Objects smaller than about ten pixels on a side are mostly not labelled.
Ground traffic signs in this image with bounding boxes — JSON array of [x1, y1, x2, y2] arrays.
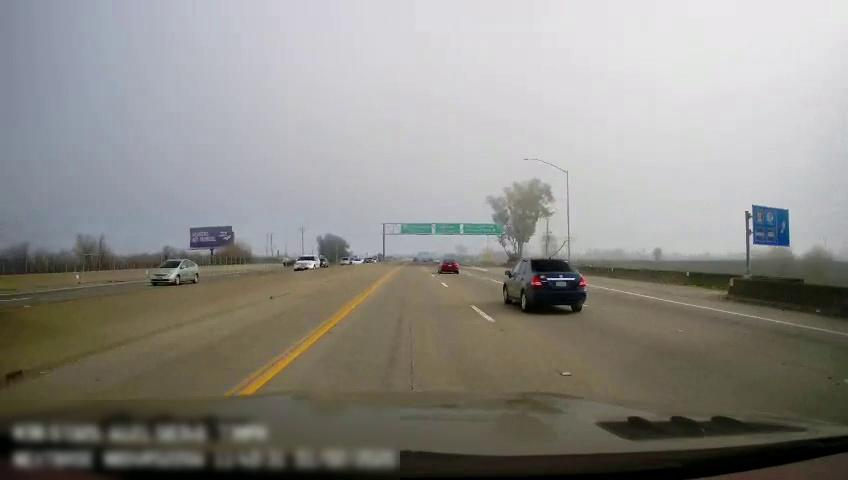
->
[[435, 222, 461, 235], [463, 222, 505, 235], [400, 222, 433, 235], [752, 204, 791, 247], [418, 252, 429, 257]]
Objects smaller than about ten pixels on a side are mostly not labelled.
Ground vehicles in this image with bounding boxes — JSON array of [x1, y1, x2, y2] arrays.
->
[[501, 258, 589, 314], [339, 256, 354, 266], [351, 257, 365, 266], [319, 257, 329, 269], [149, 259, 200, 286], [438, 260, 459, 274], [293, 254, 321, 273]]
